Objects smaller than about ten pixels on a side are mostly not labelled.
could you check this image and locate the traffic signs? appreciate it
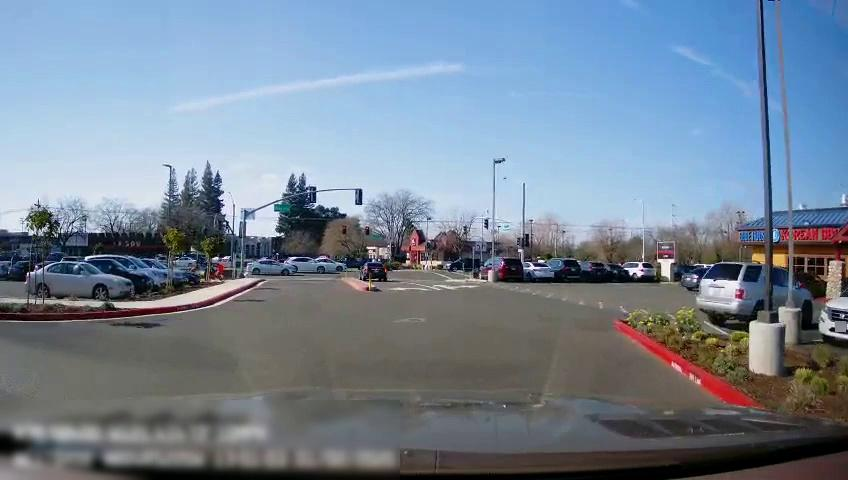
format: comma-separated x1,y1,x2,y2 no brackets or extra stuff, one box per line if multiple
274,204,290,213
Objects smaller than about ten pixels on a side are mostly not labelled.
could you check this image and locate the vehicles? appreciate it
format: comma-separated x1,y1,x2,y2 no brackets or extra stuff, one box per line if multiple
284,257,328,274
521,262,554,282
693,263,715,268
60,256,86,262
0,261,13,277
681,267,711,291
337,257,365,270
668,265,699,281
579,261,608,281
315,257,345,271
360,262,387,281
445,258,481,272
479,257,523,281
547,258,581,282
140,259,185,283
24,261,132,303
168,257,199,267
34,261,58,272
622,262,655,282
604,265,629,281
7,261,42,281
696,262,814,332
247,259,296,275
83,255,169,288
85,259,150,294
818,289,848,343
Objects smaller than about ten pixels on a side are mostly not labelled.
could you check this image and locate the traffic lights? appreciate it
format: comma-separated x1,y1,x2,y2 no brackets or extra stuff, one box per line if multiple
484,219,489,230
354,188,363,205
309,186,317,203
524,234,529,247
